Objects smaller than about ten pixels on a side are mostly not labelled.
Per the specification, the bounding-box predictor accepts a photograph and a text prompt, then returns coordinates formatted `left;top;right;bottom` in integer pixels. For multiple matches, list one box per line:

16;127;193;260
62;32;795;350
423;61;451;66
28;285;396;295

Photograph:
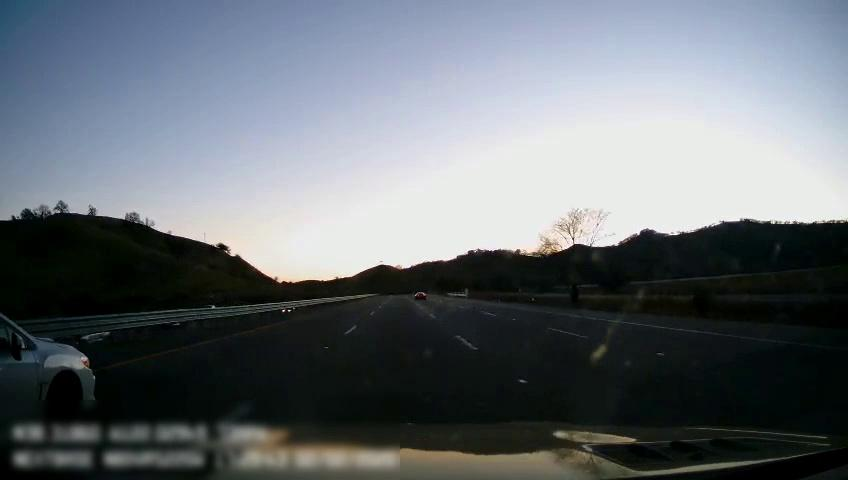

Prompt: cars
415;291;426;300
0;313;98;443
